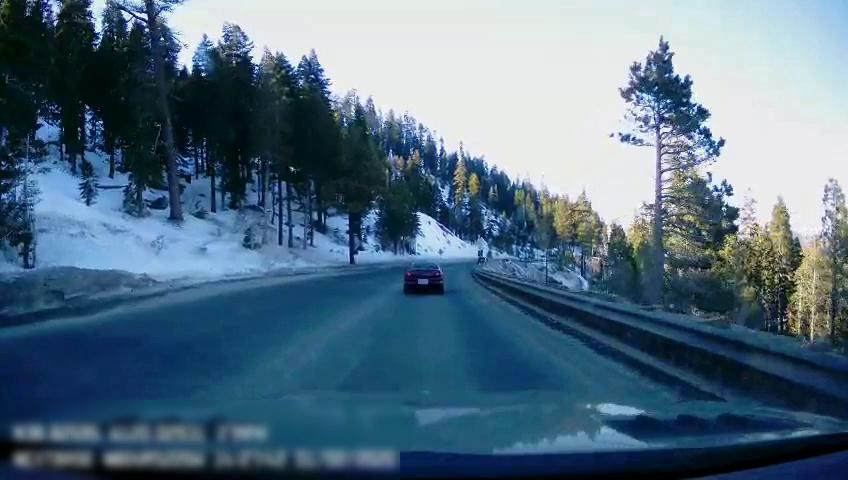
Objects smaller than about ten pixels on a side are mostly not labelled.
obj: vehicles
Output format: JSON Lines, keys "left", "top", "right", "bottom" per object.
{"left": 404, "top": 262, "right": 446, "bottom": 296}
{"left": 477, "top": 256, "right": 489, "bottom": 265}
